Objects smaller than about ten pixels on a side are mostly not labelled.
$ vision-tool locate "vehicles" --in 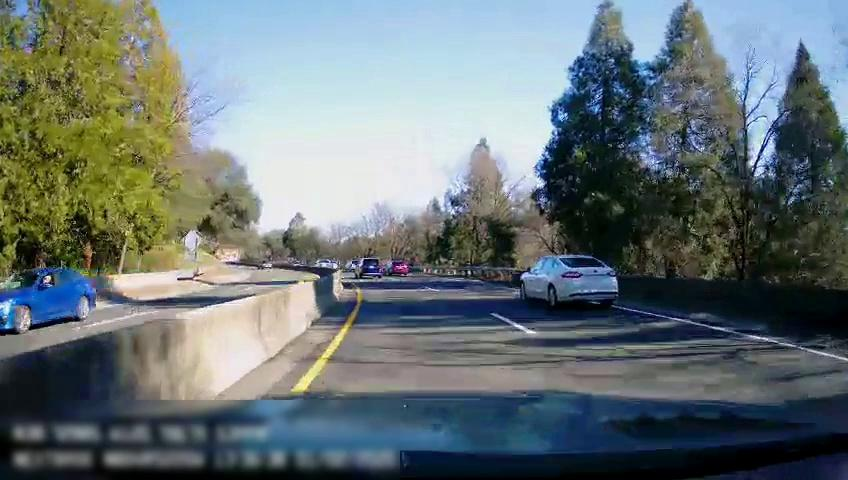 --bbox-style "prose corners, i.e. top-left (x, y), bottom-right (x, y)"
top-left (355, 258), bottom-right (383, 279)
top-left (384, 259), bottom-right (409, 276)
top-left (256, 259), bottom-right (273, 270)
top-left (519, 255), bottom-right (619, 315)
top-left (345, 259), bottom-right (360, 272)
top-left (316, 259), bottom-right (337, 270)
top-left (0, 266), bottom-right (99, 336)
